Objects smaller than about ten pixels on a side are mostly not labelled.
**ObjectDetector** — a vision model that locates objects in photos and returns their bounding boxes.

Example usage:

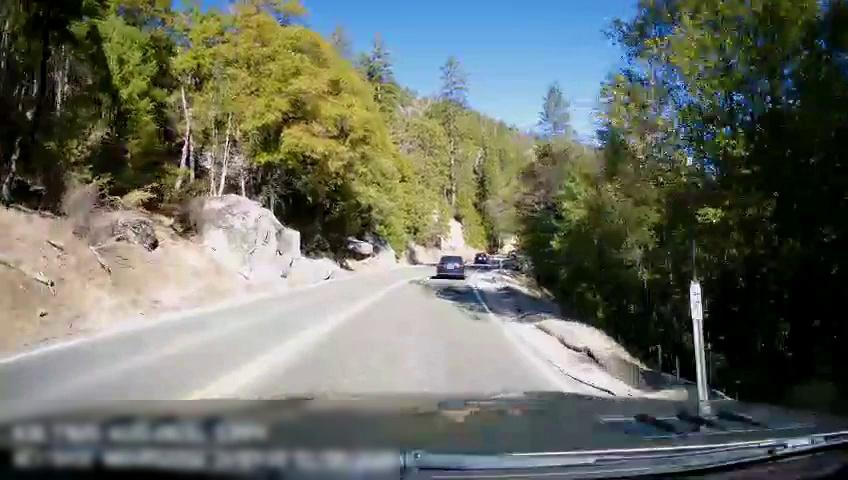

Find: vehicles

[473,252,489,265]
[436,254,466,280]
